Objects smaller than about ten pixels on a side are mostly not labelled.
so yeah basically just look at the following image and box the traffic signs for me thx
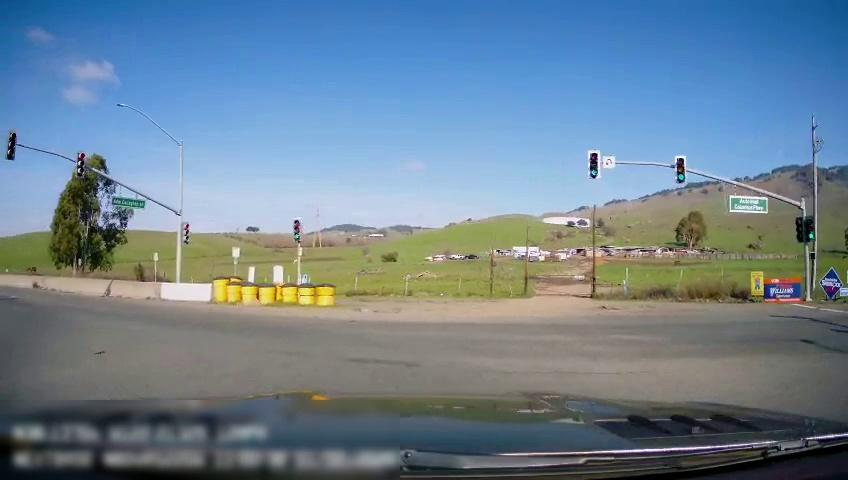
[231,245,242,259]
[601,155,617,169]
[110,196,146,210]
[728,194,770,214]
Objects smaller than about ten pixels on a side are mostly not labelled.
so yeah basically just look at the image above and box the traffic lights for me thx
[179,222,193,246]
[673,154,688,185]
[291,217,302,242]
[4,128,19,162]
[794,215,807,244]
[74,150,88,179]
[587,149,602,180]
[804,214,816,243]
